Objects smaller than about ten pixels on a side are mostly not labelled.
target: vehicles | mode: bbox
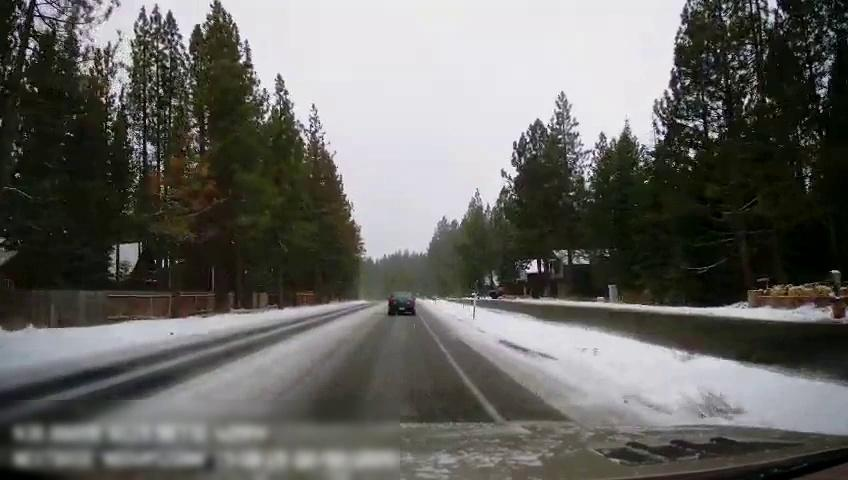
[488,286,504,300]
[387,291,416,317]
